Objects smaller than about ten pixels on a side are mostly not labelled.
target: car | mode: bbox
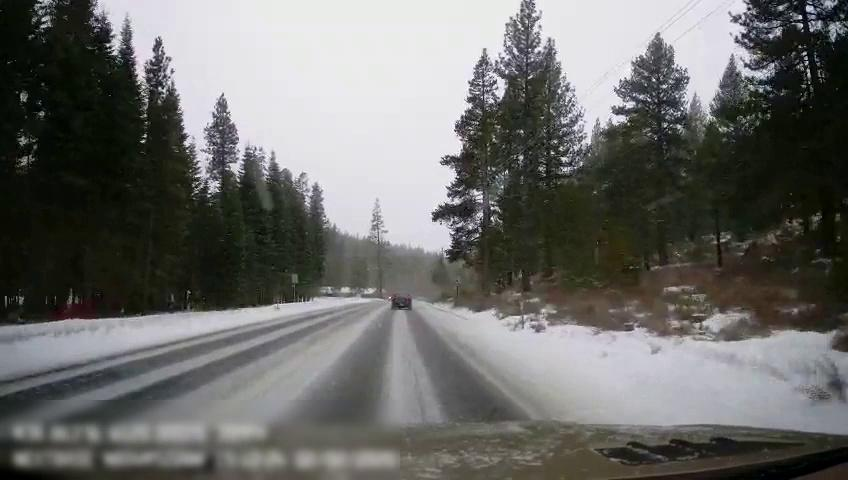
[391,291,412,311]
